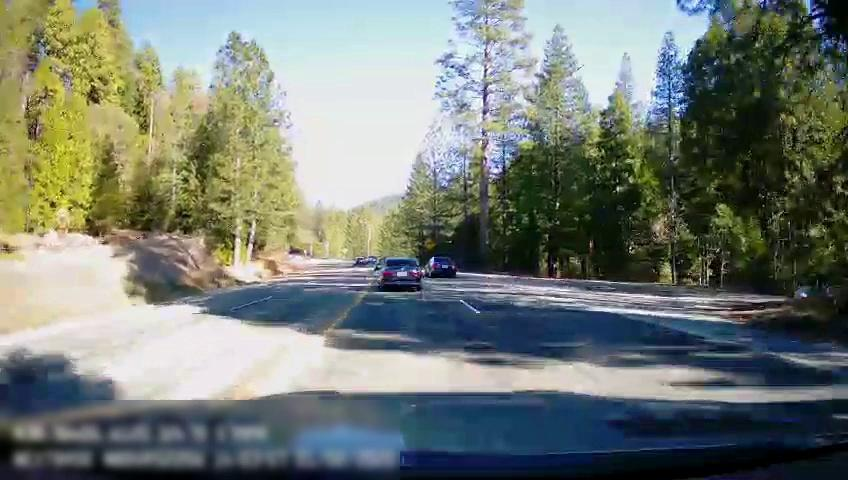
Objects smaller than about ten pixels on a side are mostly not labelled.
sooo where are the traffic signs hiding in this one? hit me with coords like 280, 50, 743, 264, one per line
423, 237, 437, 249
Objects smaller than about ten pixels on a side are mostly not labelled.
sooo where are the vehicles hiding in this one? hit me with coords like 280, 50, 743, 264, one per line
373, 261, 387, 272
362, 256, 377, 265
424, 256, 457, 279
381, 256, 422, 291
